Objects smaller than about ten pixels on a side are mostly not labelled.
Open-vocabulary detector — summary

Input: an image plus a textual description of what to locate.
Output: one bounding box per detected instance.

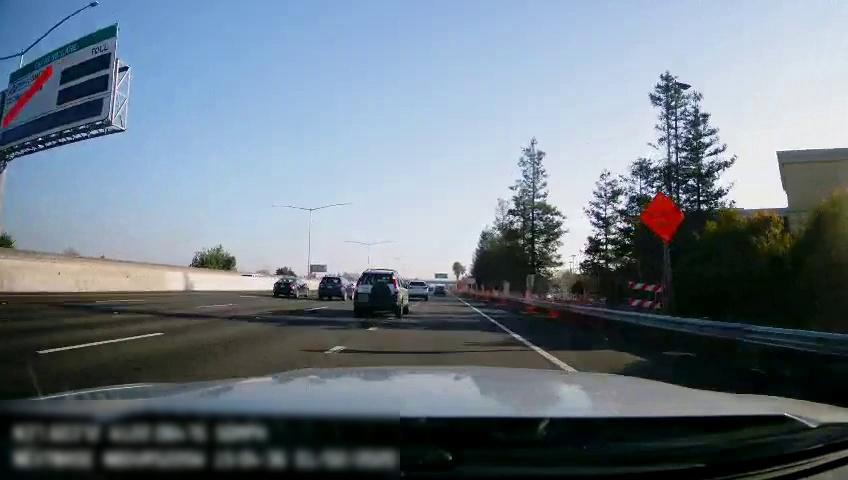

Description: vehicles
[318,275,356,302]
[435,285,447,296]
[352,270,410,320]
[407,280,429,302]
[273,277,311,300]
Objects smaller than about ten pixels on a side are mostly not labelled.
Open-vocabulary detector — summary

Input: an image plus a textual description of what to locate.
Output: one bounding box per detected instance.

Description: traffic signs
[640,191,683,244]
[434,273,449,280]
